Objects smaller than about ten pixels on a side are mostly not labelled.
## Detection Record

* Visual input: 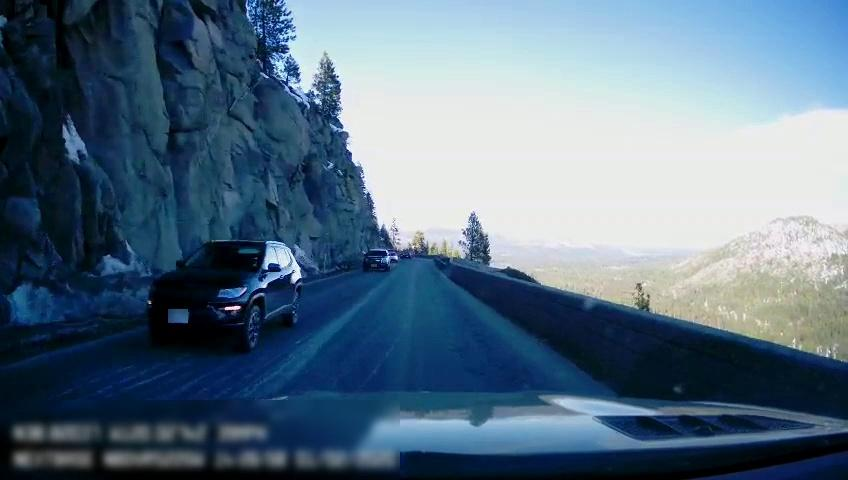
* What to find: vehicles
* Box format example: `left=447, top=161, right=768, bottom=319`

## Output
left=146, top=240, right=303, bottom=354
left=363, top=249, right=390, bottom=272
left=388, top=250, right=399, bottom=261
